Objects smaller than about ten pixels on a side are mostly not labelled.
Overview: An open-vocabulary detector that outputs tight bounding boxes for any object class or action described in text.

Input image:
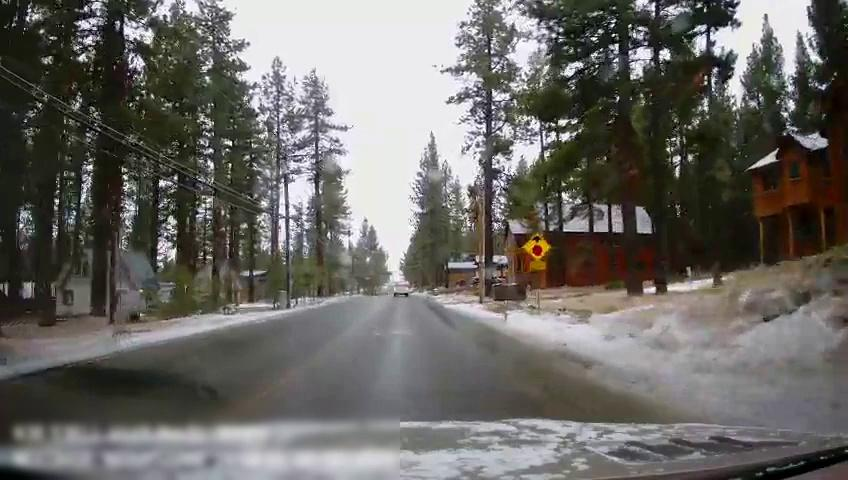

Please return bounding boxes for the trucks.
[391,282,410,298]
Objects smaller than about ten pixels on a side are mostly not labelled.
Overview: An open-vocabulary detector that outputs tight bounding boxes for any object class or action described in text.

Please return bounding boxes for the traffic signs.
[530,261,548,271]
[522,233,551,259]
